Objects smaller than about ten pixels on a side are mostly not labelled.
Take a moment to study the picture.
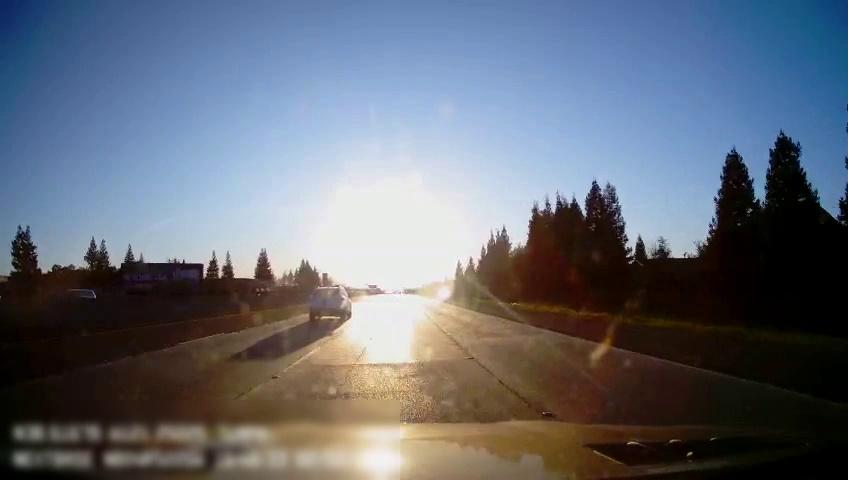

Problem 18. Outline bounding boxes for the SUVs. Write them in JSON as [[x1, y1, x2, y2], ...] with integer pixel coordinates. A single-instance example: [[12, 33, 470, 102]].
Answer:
[[50, 289, 97, 304], [309, 286, 353, 322]]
